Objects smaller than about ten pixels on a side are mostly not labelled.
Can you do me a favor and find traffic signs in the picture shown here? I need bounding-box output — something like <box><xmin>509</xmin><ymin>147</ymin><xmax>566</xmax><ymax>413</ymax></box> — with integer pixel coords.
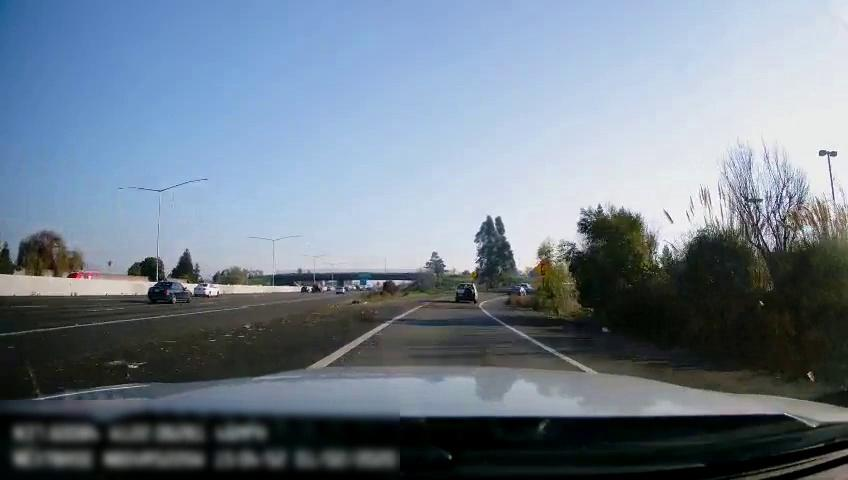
<box><xmin>537</xmin><ymin>261</ymin><xmax>547</xmax><ymax>277</ymax></box>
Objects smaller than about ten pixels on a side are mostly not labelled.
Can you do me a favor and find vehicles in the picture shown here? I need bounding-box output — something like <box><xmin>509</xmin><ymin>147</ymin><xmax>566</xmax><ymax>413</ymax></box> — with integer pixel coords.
<box><xmin>193</xmin><ymin>283</ymin><xmax>221</xmax><ymax>298</ymax></box>
<box><xmin>455</xmin><ymin>282</ymin><xmax>479</xmax><ymax>304</ymax></box>
<box><xmin>511</xmin><ymin>286</ymin><xmax>525</xmax><ymax>297</ymax></box>
<box><xmin>147</xmin><ymin>281</ymin><xmax>194</xmax><ymax>305</ymax></box>
<box><xmin>67</xmin><ymin>270</ymin><xmax>99</xmax><ymax>280</ymax></box>
<box><xmin>334</xmin><ymin>286</ymin><xmax>346</xmax><ymax>295</ymax></box>
<box><xmin>310</xmin><ymin>282</ymin><xmax>329</xmax><ymax>293</ymax></box>
<box><xmin>300</xmin><ymin>286</ymin><xmax>309</xmax><ymax>293</ymax></box>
